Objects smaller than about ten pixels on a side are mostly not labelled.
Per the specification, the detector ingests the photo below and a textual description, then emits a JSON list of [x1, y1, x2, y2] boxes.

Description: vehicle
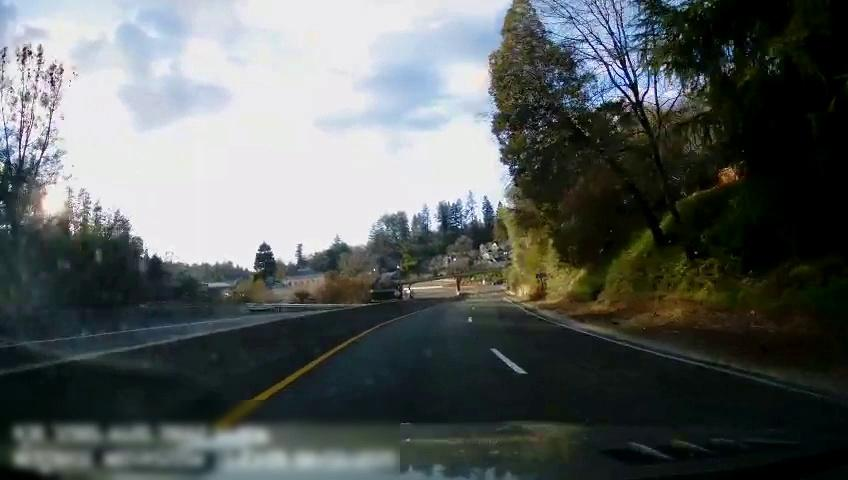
[[492, 279, 503, 286]]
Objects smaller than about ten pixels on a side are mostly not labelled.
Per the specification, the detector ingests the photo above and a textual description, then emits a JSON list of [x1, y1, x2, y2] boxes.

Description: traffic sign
[[535, 272, 547, 279]]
